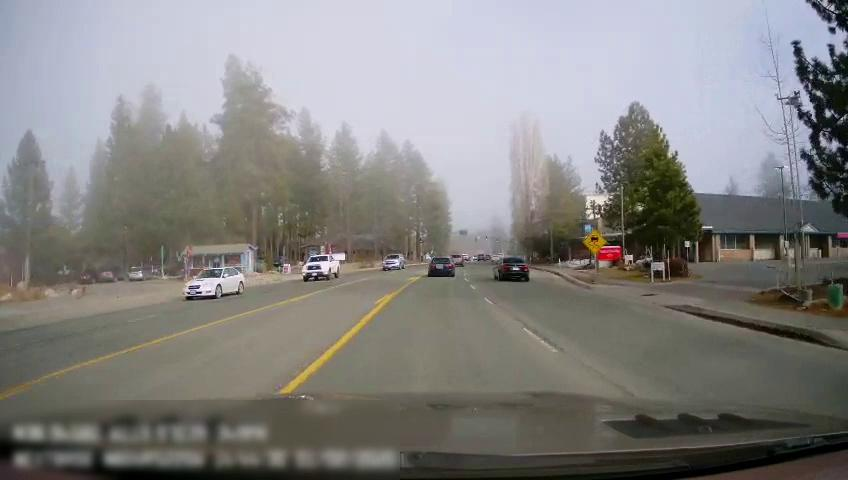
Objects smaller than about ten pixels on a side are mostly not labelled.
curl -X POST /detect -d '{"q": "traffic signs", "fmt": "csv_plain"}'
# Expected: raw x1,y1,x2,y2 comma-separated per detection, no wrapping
582,229,608,255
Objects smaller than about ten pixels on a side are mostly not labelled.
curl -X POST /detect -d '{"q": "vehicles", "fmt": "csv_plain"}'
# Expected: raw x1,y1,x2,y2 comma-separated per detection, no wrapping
493,257,530,282
184,266,245,301
302,255,340,281
78,270,94,285
382,254,405,272
449,255,464,268
97,269,115,284
427,257,455,277
128,267,144,282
